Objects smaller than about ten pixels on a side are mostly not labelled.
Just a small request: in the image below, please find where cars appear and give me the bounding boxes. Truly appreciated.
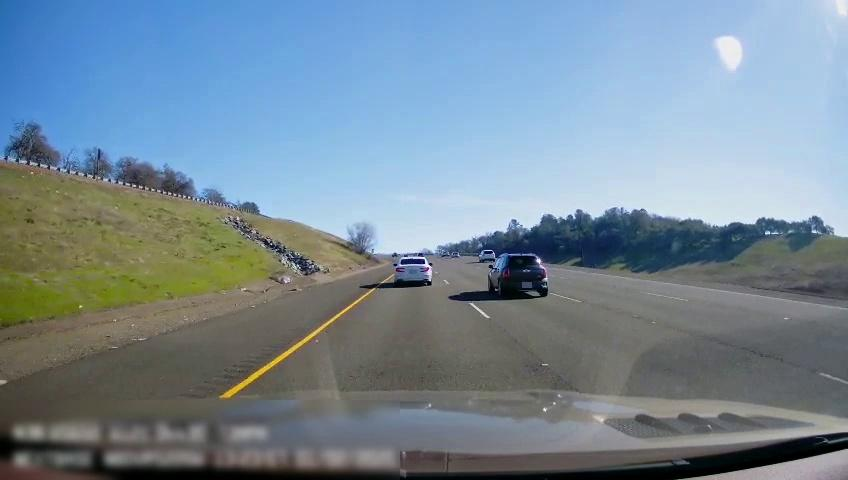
[394,256,433,287]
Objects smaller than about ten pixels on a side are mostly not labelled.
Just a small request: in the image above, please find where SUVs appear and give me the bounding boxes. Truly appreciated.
[479,250,495,263]
[488,253,549,298]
